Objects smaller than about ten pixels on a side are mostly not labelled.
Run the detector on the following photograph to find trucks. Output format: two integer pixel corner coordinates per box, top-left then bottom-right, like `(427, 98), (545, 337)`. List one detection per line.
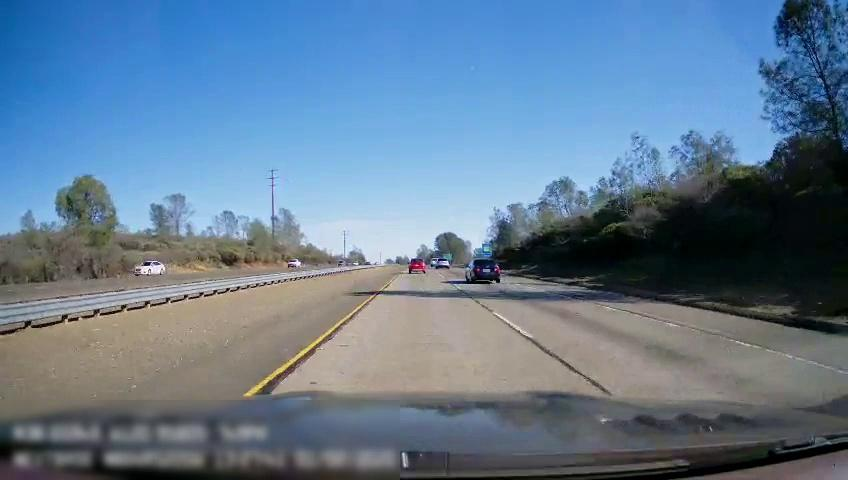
(287, 258), (302, 269)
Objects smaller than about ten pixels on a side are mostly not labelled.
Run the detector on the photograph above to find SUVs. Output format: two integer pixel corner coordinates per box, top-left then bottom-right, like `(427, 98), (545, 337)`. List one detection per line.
(409, 257), (429, 274)
(436, 257), (451, 269)
(463, 257), (502, 285)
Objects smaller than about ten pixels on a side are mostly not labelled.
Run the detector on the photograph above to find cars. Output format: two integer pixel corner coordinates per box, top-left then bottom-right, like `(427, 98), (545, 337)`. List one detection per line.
(133, 261), (166, 277)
